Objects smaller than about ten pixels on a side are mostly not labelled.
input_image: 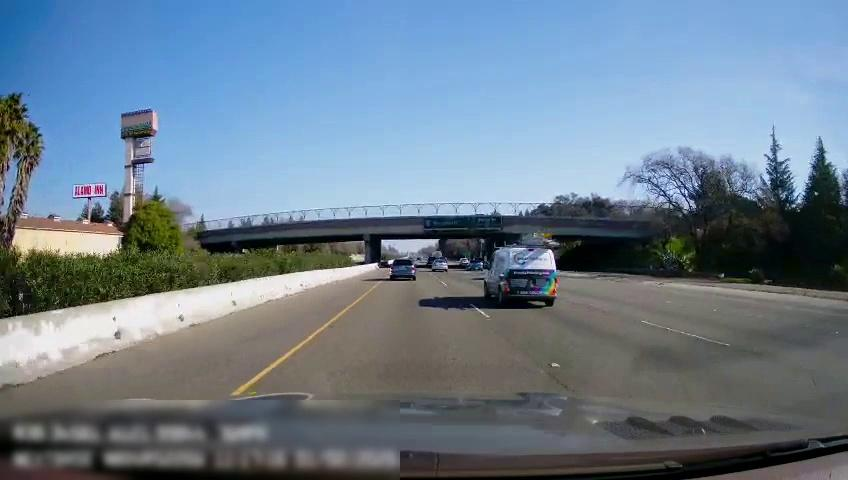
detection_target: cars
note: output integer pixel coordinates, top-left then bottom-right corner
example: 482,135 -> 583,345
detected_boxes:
389,259 -> 416,281
431,259 -> 448,273
467,259 -> 484,272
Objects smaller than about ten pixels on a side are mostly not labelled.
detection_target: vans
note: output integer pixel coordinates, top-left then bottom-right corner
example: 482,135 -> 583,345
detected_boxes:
482,247 -> 560,308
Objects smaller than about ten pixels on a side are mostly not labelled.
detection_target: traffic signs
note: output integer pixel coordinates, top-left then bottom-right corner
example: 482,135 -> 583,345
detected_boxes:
423,216 -> 503,230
